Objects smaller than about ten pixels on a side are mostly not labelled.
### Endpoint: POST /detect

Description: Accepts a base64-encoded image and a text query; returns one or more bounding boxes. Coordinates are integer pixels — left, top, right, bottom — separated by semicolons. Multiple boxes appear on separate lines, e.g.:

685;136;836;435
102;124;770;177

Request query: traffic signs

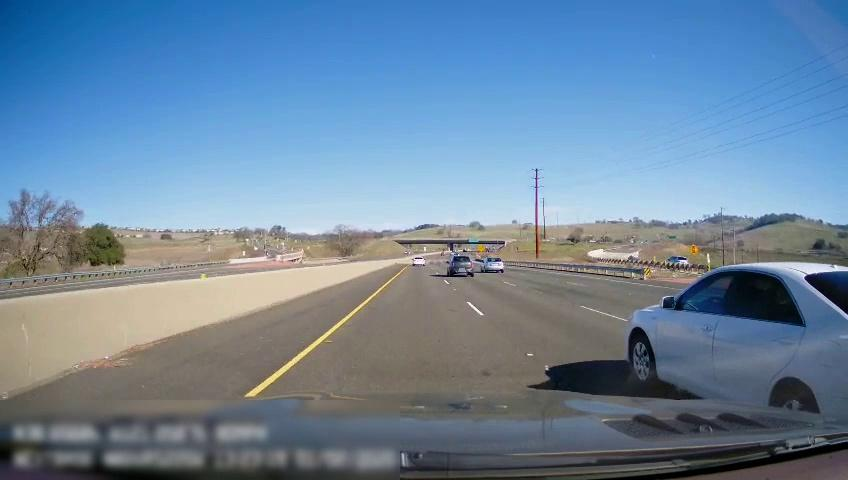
688;243;700;257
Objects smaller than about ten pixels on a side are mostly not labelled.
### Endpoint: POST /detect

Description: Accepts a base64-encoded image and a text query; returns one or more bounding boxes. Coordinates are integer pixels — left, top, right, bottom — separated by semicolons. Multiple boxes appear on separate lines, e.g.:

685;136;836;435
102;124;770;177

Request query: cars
480;256;506;273
621;260;848;420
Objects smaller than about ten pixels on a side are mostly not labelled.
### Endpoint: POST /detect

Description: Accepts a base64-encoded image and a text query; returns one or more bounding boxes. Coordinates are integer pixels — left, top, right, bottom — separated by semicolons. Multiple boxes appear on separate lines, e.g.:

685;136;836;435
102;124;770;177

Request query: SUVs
446;256;474;277
412;254;425;266
666;255;688;263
